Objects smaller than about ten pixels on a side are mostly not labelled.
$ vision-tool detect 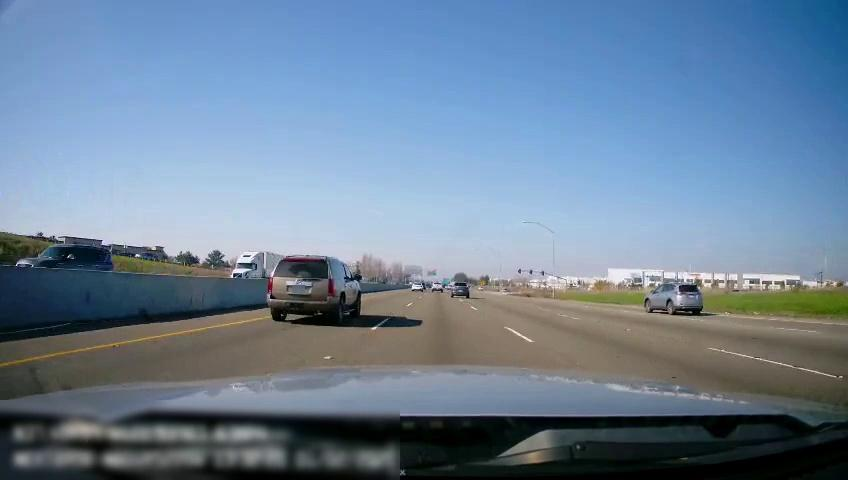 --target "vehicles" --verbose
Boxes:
[265,254,363,325]
[411,281,424,293]
[15,244,114,273]
[431,281,444,294]
[643,282,704,316]
[451,282,470,299]
[132,251,160,262]
[228,250,287,280]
